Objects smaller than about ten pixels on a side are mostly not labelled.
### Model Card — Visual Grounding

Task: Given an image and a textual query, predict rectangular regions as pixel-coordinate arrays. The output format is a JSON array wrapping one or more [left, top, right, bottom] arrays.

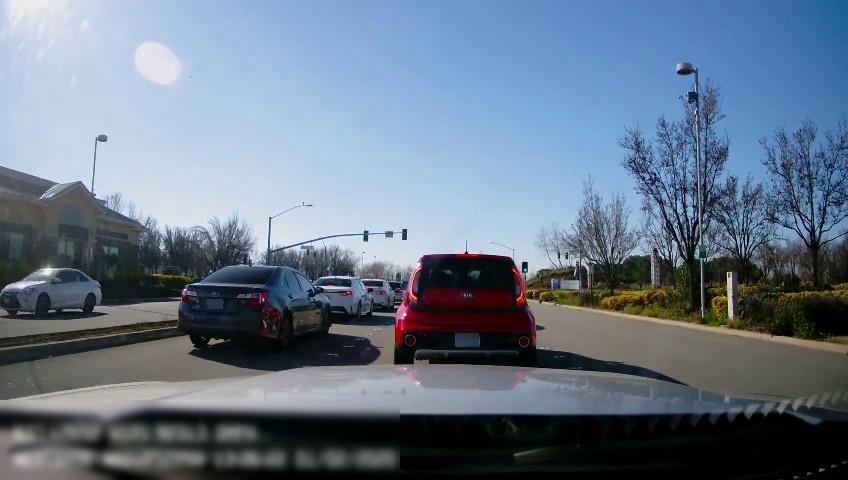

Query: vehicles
[[358, 279, 396, 311], [394, 253, 536, 368], [311, 276, 374, 323], [177, 265, 332, 357], [0, 268, 102, 317], [387, 281, 408, 302]]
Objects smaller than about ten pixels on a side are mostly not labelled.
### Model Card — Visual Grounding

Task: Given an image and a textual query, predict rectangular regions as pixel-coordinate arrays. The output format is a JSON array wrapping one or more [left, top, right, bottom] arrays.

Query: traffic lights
[[363, 230, 369, 242], [521, 261, 528, 274], [402, 229, 408, 241]]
